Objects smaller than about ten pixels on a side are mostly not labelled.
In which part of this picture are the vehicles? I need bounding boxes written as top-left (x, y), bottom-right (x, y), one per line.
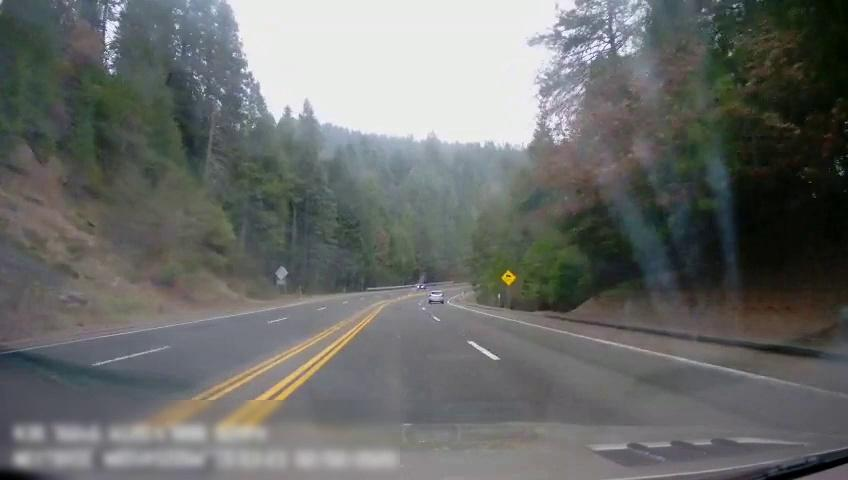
top-left (415, 283), bottom-right (427, 290)
top-left (428, 290), bottom-right (444, 304)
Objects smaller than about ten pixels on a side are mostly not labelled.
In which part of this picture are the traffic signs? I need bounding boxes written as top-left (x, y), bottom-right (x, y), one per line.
top-left (501, 269), bottom-right (515, 287)
top-left (276, 266), bottom-right (288, 278)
